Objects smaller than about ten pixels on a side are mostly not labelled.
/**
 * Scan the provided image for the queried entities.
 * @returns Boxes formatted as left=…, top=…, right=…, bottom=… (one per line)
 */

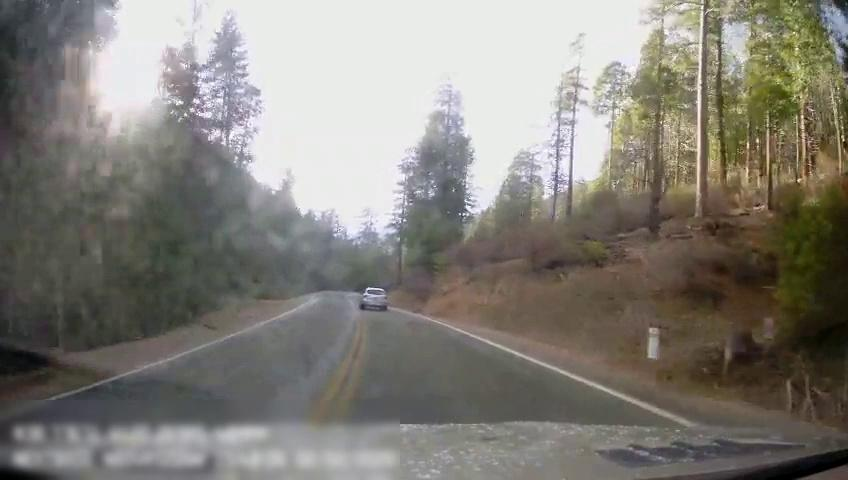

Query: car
left=359, top=287, right=388, bottom=311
